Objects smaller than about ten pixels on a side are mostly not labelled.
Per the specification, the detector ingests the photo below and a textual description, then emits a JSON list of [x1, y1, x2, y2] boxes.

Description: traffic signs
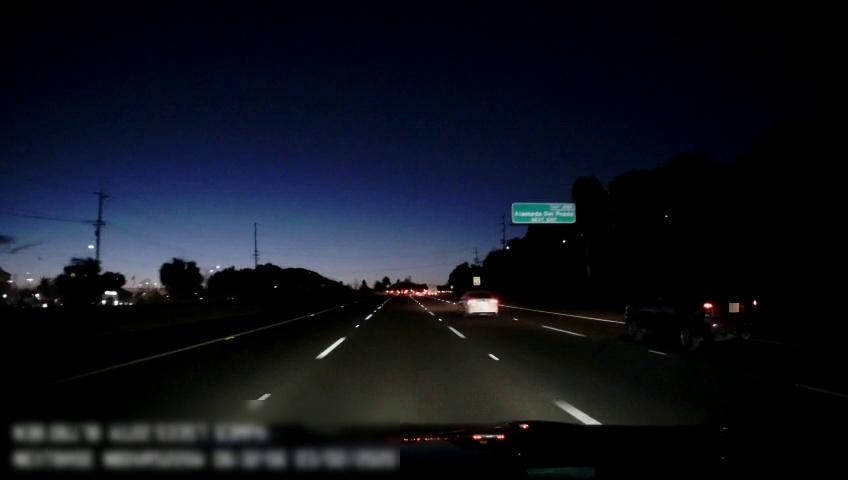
[[511, 201, 577, 224]]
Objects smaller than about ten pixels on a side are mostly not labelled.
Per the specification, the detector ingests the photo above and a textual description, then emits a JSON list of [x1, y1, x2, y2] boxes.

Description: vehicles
[[428, 282, 438, 297], [457, 290, 499, 318], [623, 274, 760, 354]]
